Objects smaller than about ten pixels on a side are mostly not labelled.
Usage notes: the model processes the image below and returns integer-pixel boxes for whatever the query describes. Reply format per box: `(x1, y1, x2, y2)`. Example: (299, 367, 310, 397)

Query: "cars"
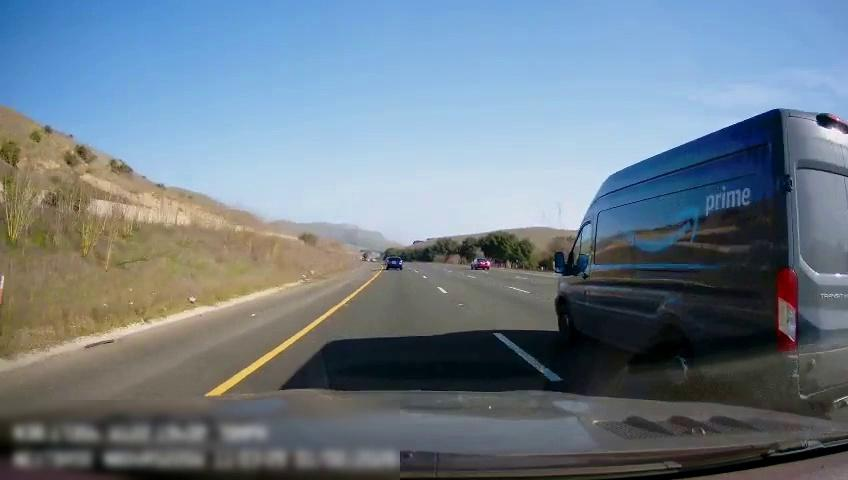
(385, 256, 403, 271)
(470, 257, 490, 270)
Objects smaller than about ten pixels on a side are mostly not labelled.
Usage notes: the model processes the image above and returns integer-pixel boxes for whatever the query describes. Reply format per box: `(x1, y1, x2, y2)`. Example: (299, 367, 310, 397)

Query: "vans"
(552, 107, 848, 414)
